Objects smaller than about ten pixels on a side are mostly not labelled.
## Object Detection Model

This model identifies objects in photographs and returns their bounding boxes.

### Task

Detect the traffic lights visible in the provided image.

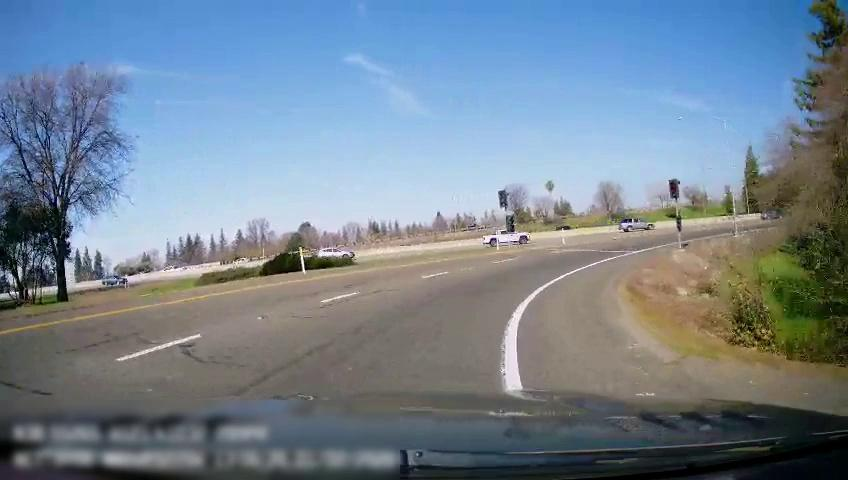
[507,215,514,229]
[670,179,680,199]
[498,190,507,208]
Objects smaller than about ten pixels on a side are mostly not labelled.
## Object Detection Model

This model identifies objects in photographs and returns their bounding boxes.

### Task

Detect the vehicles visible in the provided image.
[101,275,128,287]
[760,210,784,220]
[617,218,655,232]
[482,229,530,247]
[318,247,355,258]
